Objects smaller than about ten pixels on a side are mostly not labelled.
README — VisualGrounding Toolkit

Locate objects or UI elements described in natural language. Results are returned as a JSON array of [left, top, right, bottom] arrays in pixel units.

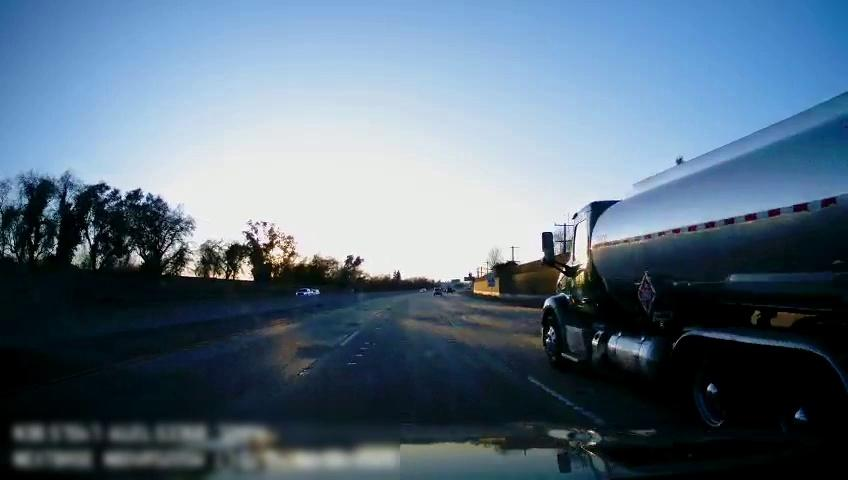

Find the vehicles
[[310, 288, 321, 296], [541, 91, 848, 438], [295, 288, 313, 297]]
